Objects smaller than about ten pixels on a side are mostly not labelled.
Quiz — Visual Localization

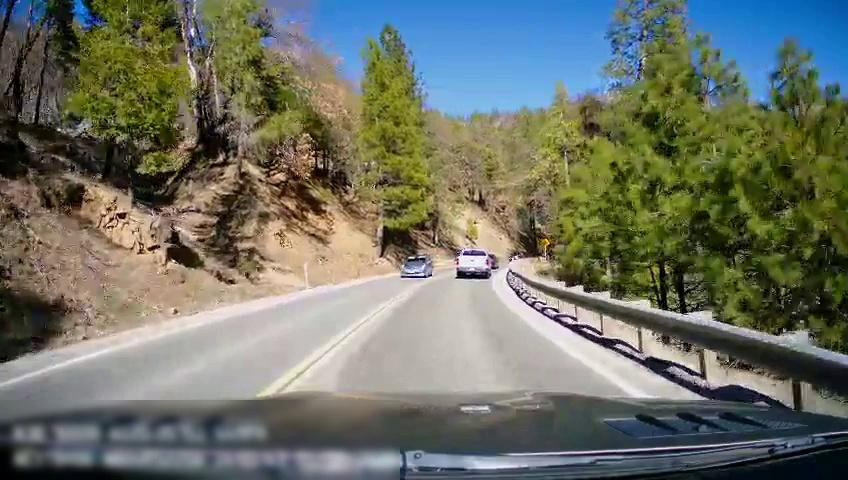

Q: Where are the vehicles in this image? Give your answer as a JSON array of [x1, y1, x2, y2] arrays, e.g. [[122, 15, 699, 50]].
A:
[[398, 255, 434, 279], [457, 247, 491, 278], [490, 254, 499, 269]]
